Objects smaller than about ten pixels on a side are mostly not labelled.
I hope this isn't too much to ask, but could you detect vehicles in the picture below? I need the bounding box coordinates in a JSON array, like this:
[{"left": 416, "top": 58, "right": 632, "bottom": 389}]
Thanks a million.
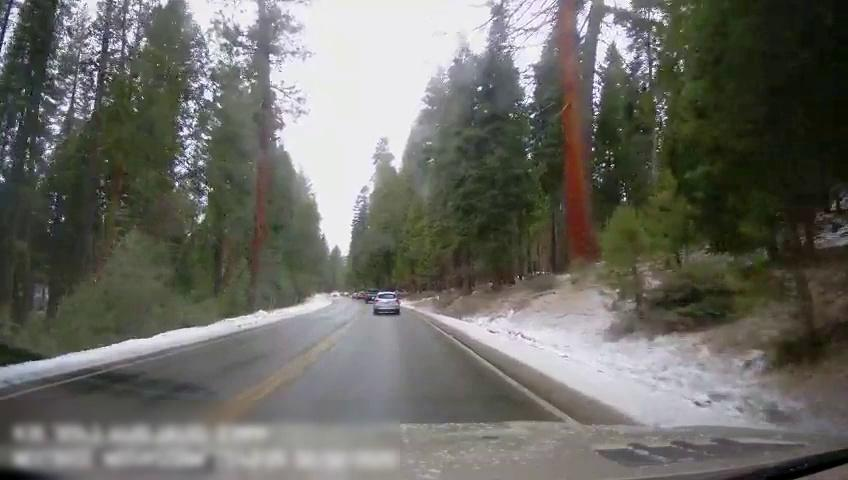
[
  {"left": 364, "top": 290, "right": 378, "bottom": 304},
  {"left": 373, "top": 292, "right": 400, "bottom": 317},
  {"left": 354, "top": 289, "right": 365, "bottom": 299}
]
